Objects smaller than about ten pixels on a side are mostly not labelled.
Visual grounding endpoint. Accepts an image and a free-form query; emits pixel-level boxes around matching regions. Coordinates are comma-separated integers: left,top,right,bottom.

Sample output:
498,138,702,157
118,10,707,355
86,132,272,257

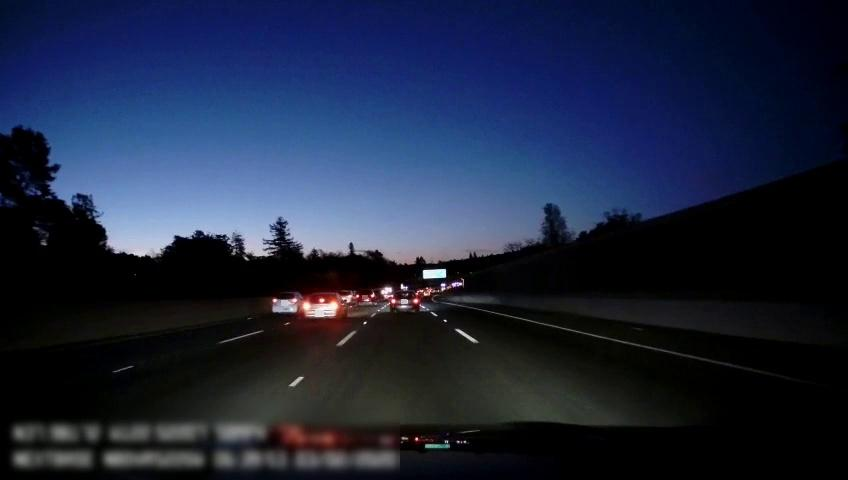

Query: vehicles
356,289,378,307
303,292,348,323
390,290,420,315
272,291,307,318
338,290,357,305
383,292,395,301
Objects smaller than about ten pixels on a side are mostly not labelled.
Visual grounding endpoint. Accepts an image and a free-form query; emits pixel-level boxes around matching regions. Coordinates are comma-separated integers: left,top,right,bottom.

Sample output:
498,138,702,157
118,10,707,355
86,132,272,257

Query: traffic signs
423,269,446,279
